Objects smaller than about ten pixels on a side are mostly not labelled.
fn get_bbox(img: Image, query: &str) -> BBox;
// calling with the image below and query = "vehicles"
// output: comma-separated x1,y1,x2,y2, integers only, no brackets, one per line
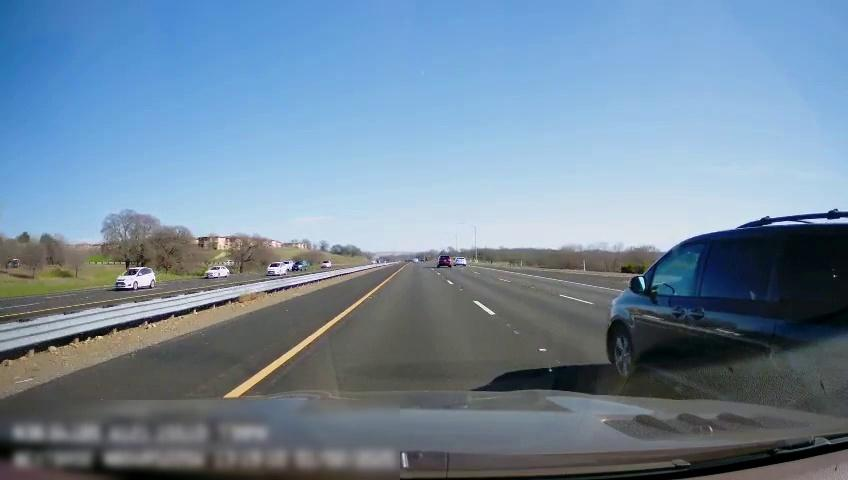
605,222,848,412
203,265,230,279
282,260,295,271
265,261,288,277
113,267,156,291
292,260,307,272
454,256,466,266
319,260,332,269
436,255,452,269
